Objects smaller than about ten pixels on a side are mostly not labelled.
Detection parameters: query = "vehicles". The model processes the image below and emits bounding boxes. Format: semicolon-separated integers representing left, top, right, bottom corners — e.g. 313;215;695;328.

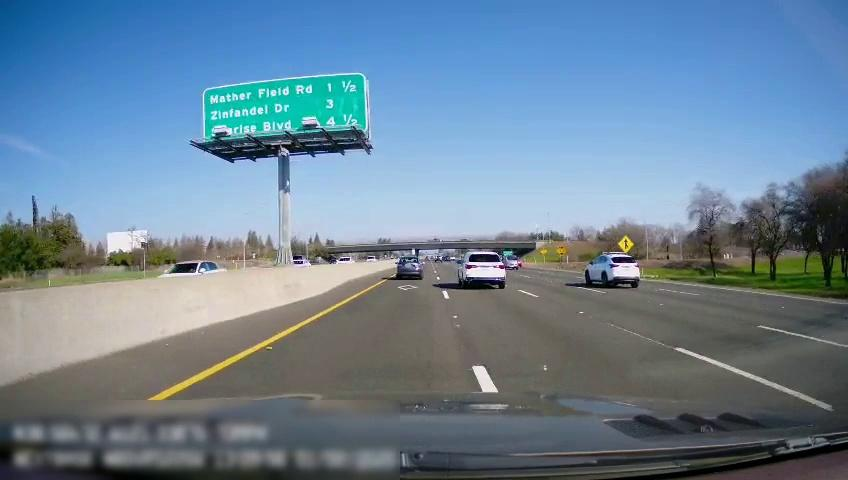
394;256;425;280
584;254;640;289
368;256;379;263
336;256;355;265
502;254;520;272
159;260;227;279
456;250;506;290
291;255;310;263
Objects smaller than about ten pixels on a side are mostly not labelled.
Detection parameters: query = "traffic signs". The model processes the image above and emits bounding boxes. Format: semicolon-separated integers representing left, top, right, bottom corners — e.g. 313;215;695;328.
202;74;368;140
502;250;513;256
555;245;567;256
618;235;633;253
